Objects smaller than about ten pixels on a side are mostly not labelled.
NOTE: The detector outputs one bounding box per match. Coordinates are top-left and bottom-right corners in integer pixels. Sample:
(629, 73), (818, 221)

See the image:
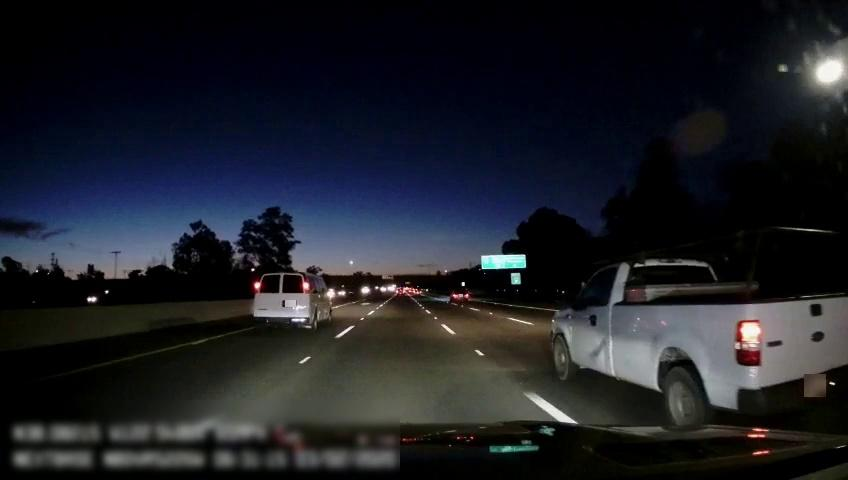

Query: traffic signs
(381, 274), (394, 280)
(480, 254), (527, 271)
(510, 272), (522, 286)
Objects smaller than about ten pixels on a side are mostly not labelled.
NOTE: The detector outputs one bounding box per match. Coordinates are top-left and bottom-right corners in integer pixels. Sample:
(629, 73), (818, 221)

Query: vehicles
(251, 271), (334, 336)
(85, 292), (102, 306)
(449, 289), (470, 304)
(548, 224), (848, 426)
